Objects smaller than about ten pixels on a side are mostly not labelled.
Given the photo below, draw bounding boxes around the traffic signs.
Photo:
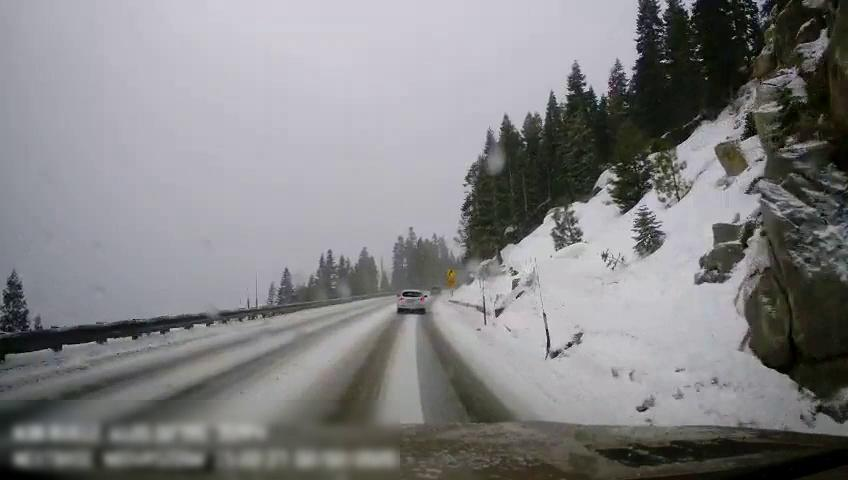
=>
[447,268,455,280]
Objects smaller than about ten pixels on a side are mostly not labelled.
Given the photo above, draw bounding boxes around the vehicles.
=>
[396,288,427,314]
[429,287,443,297]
